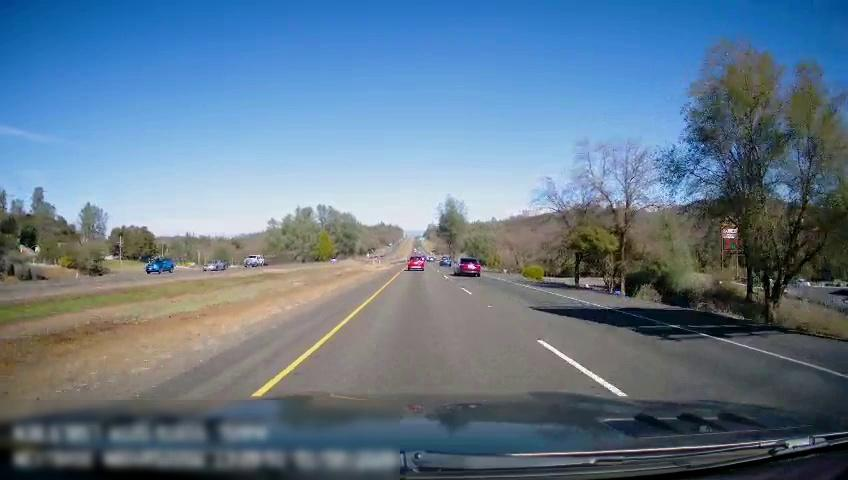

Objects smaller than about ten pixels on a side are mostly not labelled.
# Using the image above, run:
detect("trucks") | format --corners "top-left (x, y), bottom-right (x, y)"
top-left (243, 254), bottom-right (265, 268)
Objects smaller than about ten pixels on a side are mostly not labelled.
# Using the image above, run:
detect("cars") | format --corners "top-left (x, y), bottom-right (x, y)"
top-left (406, 255), bottom-right (426, 271)
top-left (439, 257), bottom-right (452, 267)
top-left (203, 261), bottom-right (227, 272)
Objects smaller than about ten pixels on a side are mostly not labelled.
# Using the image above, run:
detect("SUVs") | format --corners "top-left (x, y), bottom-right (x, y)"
top-left (452, 257), bottom-right (481, 277)
top-left (144, 257), bottom-right (176, 275)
